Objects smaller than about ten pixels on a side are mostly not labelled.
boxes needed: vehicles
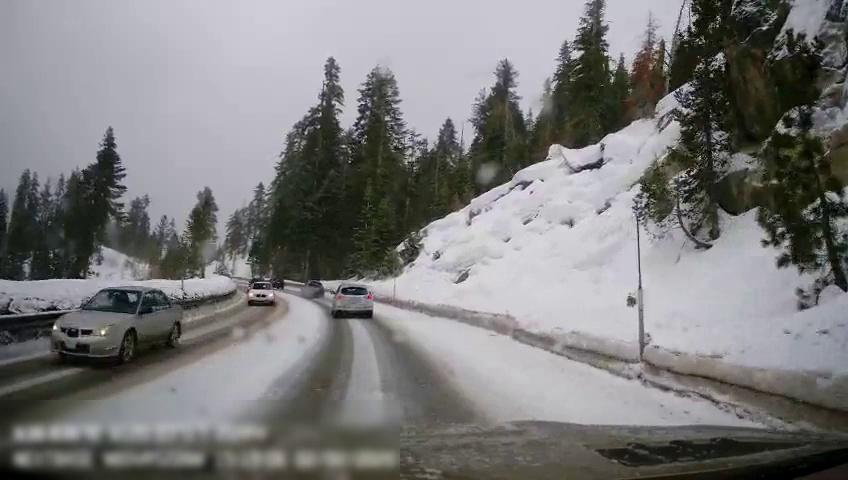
[52,285,183,365]
[250,278,266,285]
[301,281,325,299]
[248,282,276,306]
[329,284,374,319]
[268,276,284,290]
